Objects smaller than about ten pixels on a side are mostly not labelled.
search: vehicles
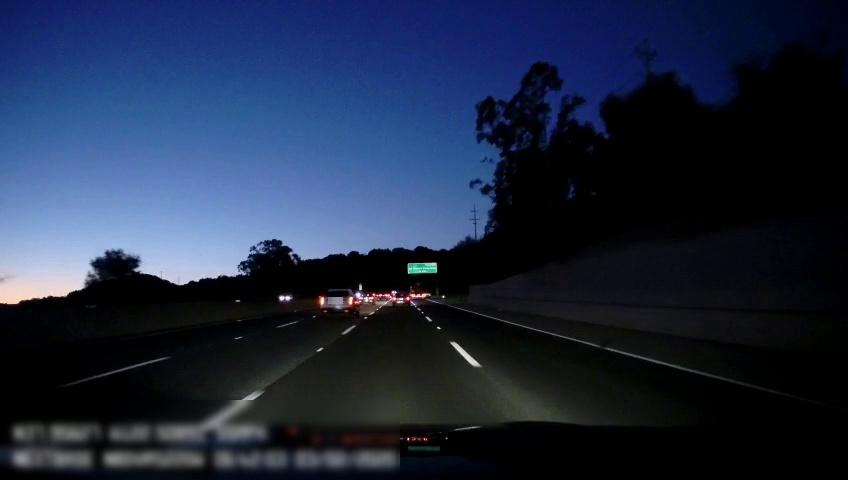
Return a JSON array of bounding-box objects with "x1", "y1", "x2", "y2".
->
[
  {"x1": 392, "y1": 293, "x2": 411, "y2": 310},
  {"x1": 318, "y1": 288, "x2": 361, "y2": 321},
  {"x1": 360, "y1": 292, "x2": 376, "y2": 306},
  {"x1": 410, "y1": 288, "x2": 424, "y2": 301}
]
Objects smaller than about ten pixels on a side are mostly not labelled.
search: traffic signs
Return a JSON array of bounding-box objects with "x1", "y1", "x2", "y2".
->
[{"x1": 407, "y1": 262, "x2": 438, "y2": 273}]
